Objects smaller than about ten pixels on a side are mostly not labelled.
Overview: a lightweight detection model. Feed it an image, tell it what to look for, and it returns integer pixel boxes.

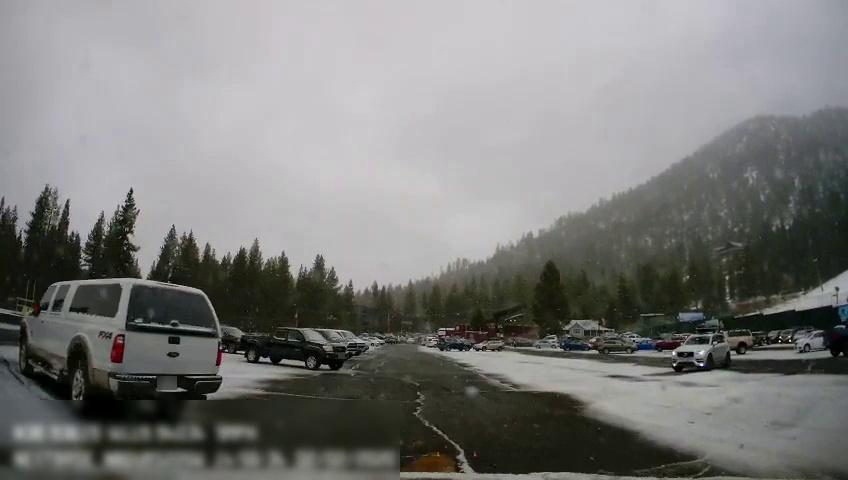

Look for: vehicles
[656,335,685,352]
[474,340,505,352]
[720,331,754,355]
[671,333,732,373]
[559,336,587,352]
[795,329,825,353]
[314,328,358,361]
[436,335,472,351]
[595,336,637,354]
[16,278,225,422]
[820,320,848,357]
[334,329,370,354]
[218,325,246,355]
[239,326,346,371]
[778,329,797,344]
